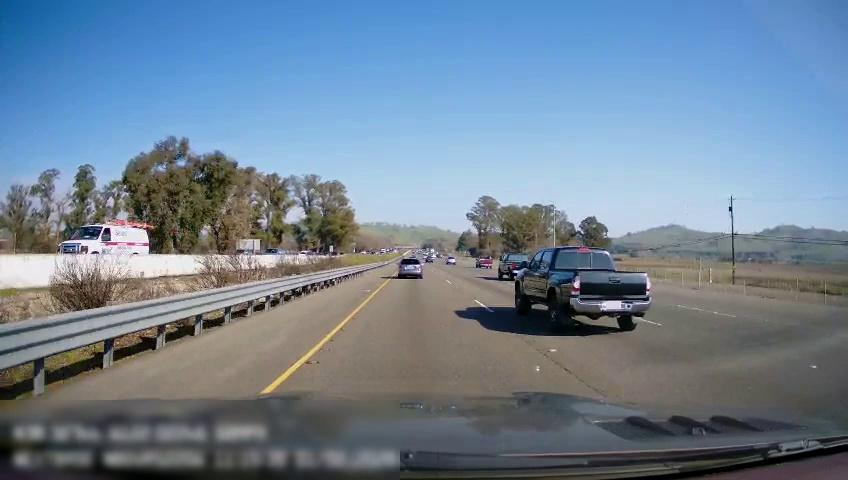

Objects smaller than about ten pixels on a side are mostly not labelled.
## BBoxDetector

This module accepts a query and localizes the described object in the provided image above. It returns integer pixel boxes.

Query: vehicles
[445,255,456,265]
[513,245,652,332]
[297,250,311,256]
[262,247,284,256]
[398,257,423,279]
[55,218,156,256]
[497,251,534,281]
[305,251,321,257]
[475,255,493,269]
